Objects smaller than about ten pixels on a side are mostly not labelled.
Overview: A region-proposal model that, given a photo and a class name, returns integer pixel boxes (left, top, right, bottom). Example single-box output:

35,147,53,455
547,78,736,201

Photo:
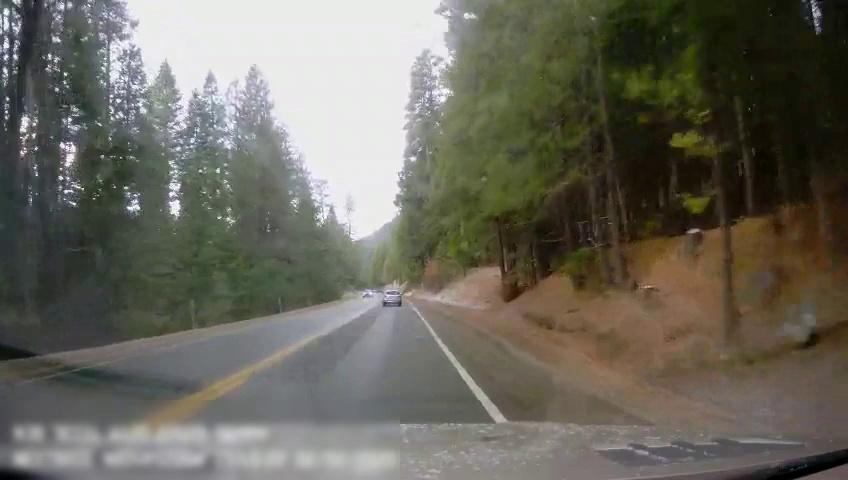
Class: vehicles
382,289,403,307
362,290,374,298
